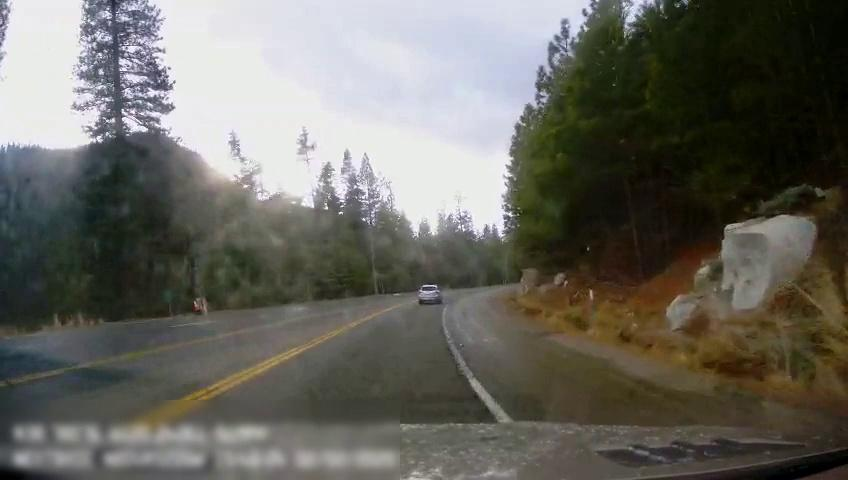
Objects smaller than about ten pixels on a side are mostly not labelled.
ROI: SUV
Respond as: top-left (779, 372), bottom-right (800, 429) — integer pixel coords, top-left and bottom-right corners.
top-left (417, 284), bottom-right (442, 304)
